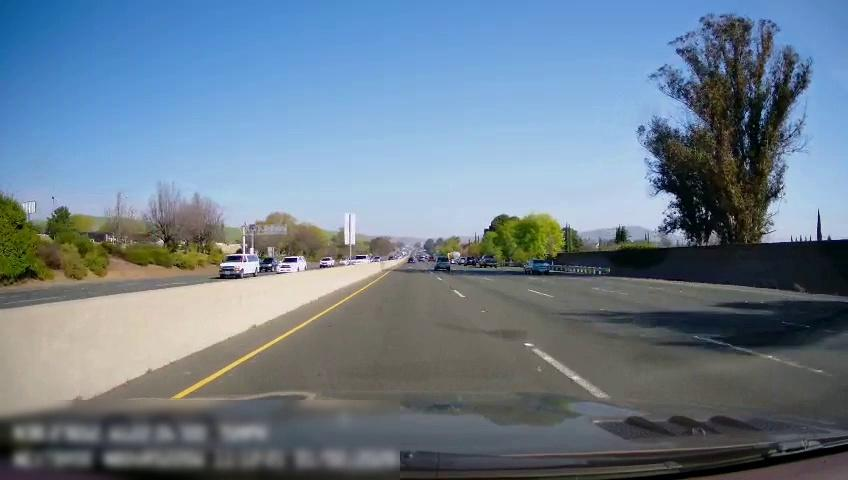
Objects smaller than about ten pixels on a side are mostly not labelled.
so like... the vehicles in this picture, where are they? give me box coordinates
[463,256,475,266]
[218,254,260,280]
[259,256,280,273]
[275,256,308,275]
[433,258,450,272]
[447,251,460,264]
[353,255,370,265]
[477,256,497,268]
[372,256,383,262]
[524,259,549,273]
[319,256,335,269]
